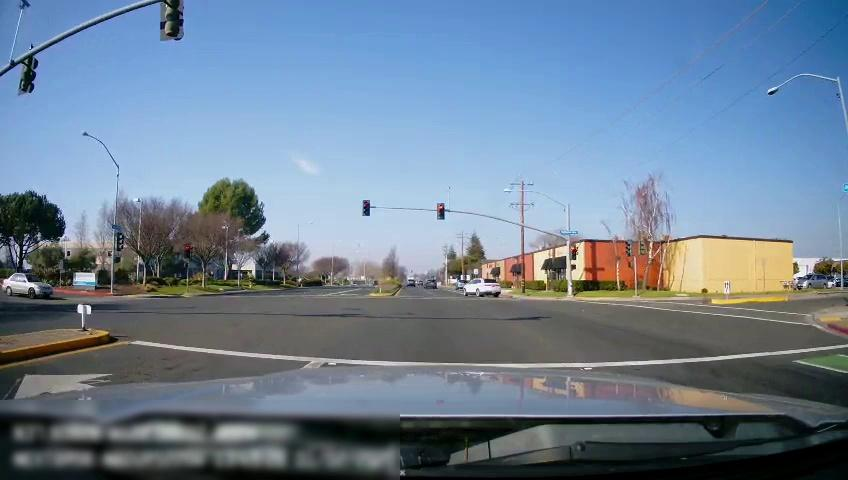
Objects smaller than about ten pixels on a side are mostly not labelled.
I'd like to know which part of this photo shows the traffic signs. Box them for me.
[560,229,579,236]
[111,223,122,231]
[723,279,731,295]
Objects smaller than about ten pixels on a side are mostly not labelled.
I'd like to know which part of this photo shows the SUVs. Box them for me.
[406,278,416,288]
[455,279,470,291]
[423,278,438,289]
[463,277,502,298]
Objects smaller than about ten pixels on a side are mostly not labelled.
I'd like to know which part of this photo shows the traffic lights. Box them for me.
[361,199,371,217]
[624,238,633,257]
[638,239,646,256]
[116,231,125,252]
[159,0,185,42]
[189,246,194,258]
[569,242,577,261]
[16,42,39,97]
[183,243,191,259]
[436,202,446,221]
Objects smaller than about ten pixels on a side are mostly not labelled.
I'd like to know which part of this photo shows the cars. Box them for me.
[1,272,54,300]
